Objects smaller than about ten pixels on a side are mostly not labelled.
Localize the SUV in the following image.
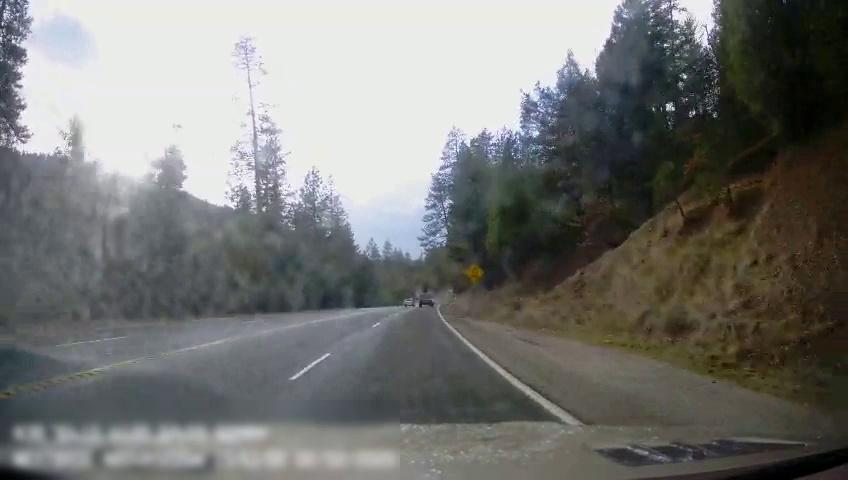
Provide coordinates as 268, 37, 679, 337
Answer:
403, 297, 415, 308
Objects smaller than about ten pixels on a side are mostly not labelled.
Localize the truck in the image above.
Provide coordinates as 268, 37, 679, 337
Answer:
419, 293, 433, 307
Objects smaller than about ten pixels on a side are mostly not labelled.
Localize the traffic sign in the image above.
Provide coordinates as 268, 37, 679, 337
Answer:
464, 264, 485, 284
